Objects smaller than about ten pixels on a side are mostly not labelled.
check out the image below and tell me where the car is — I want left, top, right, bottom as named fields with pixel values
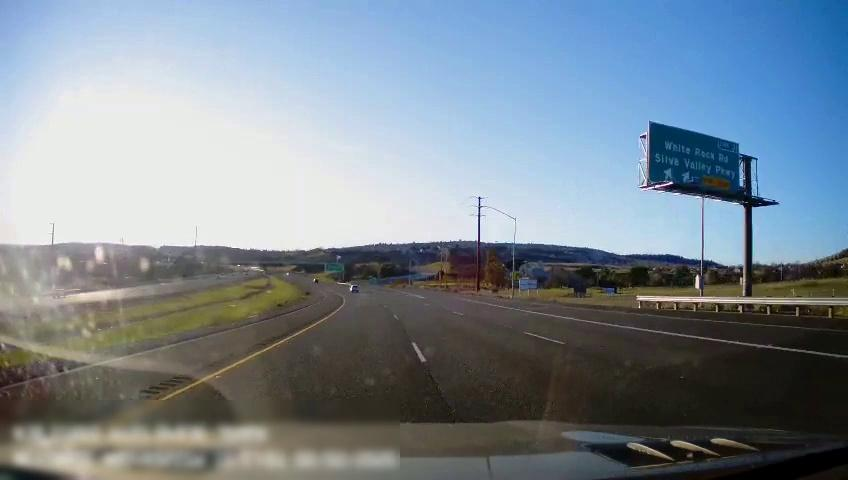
left=349, top=284, right=360, bottom=293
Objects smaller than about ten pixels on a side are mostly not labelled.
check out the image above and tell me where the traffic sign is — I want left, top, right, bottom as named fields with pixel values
left=647, top=119, right=741, bottom=195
